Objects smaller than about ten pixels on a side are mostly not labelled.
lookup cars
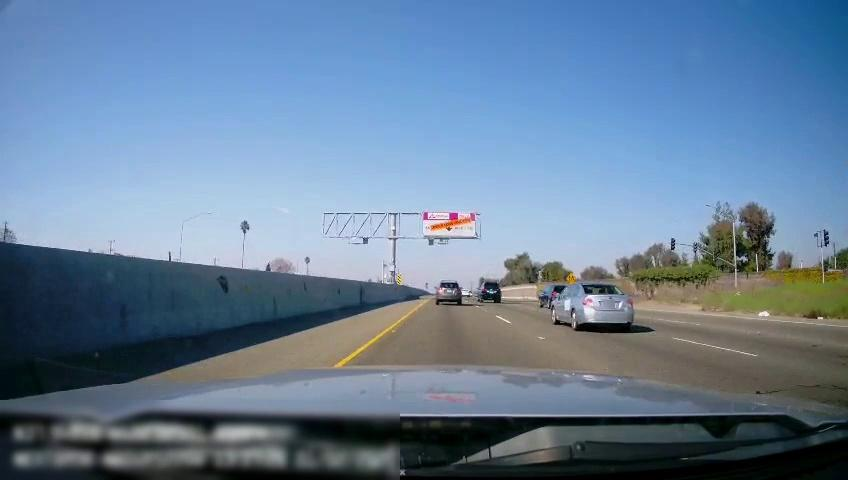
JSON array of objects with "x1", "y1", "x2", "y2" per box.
[{"x1": 550, "y1": 280, "x2": 634, "y2": 331}]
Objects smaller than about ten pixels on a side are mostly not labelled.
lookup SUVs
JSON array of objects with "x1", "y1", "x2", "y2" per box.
[
  {"x1": 538, "y1": 284, "x2": 569, "y2": 310},
  {"x1": 478, "y1": 282, "x2": 502, "y2": 304},
  {"x1": 434, "y1": 280, "x2": 463, "y2": 305}
]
